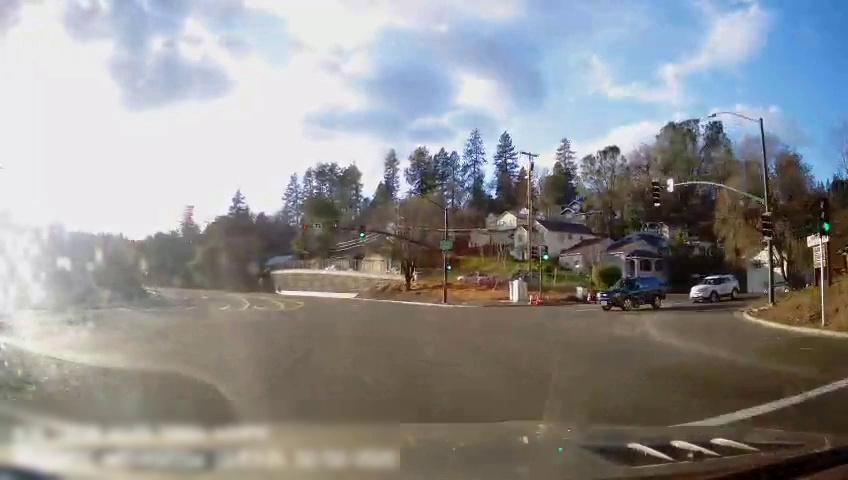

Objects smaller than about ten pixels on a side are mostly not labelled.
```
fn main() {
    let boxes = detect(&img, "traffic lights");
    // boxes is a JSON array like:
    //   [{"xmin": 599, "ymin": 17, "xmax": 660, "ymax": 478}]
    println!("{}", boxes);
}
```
[
  {"xmin": 817, "ymin": 197, "xmax": 833, "ymax": 235},
  {"xmin": 649, "ymin": 179, "xmax": 662, "ymax": 209},
  {"xmin": 446, "ymin": 259, "xmax": 452, "ymax": 271},
  {"xmin": 530, "ymin": 244, "xmax": 540, "ymax": 262},
  {"xmin": 541, "ymin": 245, "xmax": 550, "ymax": 261},
  {"xmin": 359, "ymin": 225, "xmax": 367, "ymax": 238},
  {"xmin": 761, "ymin": 212, "xmax": 775, "ymax": 242}
]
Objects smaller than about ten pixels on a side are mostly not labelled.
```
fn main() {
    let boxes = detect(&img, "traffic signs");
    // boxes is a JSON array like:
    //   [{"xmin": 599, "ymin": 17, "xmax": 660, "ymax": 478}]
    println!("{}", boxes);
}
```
[
  {"xmin": 667, "ymin": 178, "xmax": 674, "ymax": 193},
  {"xmin": 812, "ymin": 246, "xmax": 826, "ymax": 270},
  {"xmin": 806, "ymin": 235, "xmax": 832, "ymax": 246},
  {"xmin": 440, "ymin": 239, "xmax": 454, "ymax": 251}
]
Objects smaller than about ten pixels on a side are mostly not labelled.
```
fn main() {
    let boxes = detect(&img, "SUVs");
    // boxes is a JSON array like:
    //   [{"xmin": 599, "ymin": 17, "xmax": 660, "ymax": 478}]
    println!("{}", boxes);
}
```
[
  {"xmin": 595, "ymin": 274, "xmax": 667, "ymax": 312},
  {"xmin": 689, "ymin": 274, "xmax": 741, "ymax": 303}
]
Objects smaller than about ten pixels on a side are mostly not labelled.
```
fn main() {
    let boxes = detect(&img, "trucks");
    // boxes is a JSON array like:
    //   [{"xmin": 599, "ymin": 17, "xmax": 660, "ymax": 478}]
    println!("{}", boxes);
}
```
[{"xmin": 456, "ymin": 270, "xmax": 492, "ymax": 285}]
